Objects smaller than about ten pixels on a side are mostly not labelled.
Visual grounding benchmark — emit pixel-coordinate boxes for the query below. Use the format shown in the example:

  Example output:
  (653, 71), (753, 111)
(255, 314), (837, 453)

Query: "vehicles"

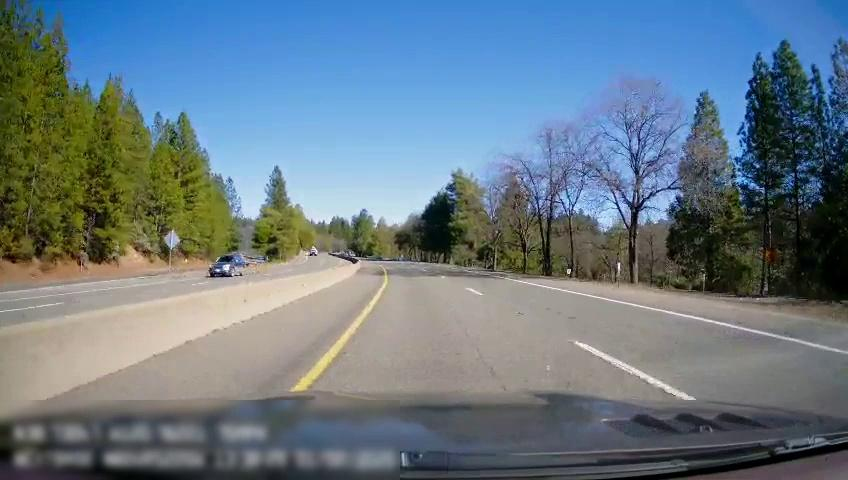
(207, 254), (248, 278)
(308, 245), (318, 257)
